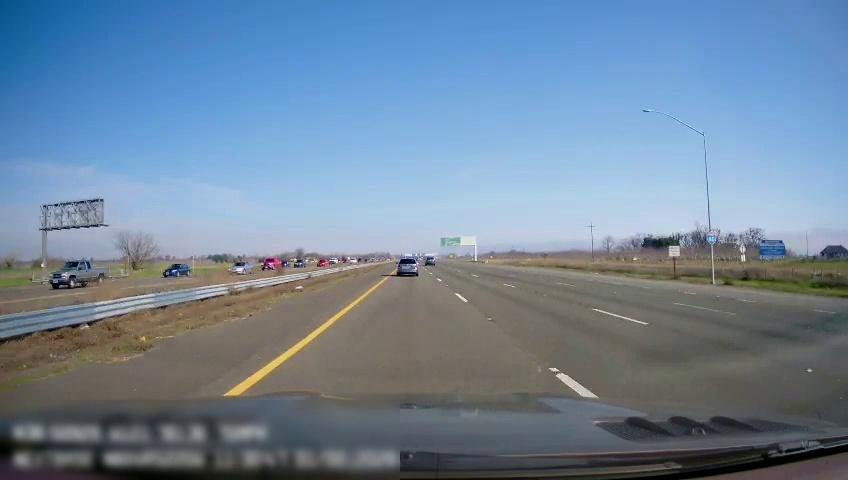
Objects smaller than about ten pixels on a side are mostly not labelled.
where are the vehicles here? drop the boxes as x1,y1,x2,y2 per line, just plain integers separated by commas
227,261,258,276
261,258,282,271
328,258,339,265
281,260,291,268
162,263,193,278
396,257,419,276
424,257,436,266
293,259,307,269
317,259,329,267
47,261,111,290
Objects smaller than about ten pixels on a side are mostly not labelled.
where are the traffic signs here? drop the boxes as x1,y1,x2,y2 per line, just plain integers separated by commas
439,236,462,246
